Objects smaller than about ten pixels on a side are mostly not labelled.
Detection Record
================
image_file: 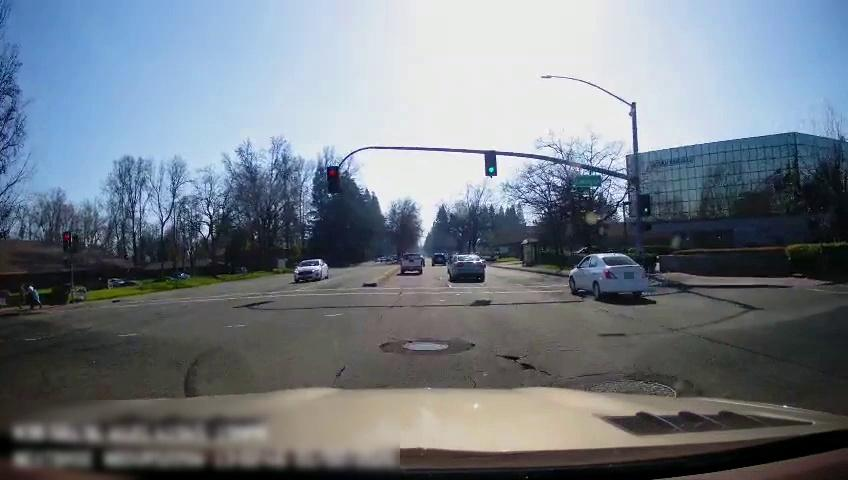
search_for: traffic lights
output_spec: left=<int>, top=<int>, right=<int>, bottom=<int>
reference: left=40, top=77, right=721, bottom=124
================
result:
left=62, top=231, right=73, bottom=249
left=327, top=166, right=340, bottom=193
left=484, top=151, right=498, bottom=177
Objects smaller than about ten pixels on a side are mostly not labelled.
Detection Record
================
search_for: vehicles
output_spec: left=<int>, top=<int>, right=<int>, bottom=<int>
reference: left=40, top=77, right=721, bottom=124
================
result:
left=449, top=254, right=486, bottom=282
left=431, top=252, right=447, bottom=266
left=294, top=259, right=328, bottom=282
left=447, top=255, right=454, bottom=273
left=568, top=254, right=648, bottom=300
left=400, top=252, right=424, bottom=274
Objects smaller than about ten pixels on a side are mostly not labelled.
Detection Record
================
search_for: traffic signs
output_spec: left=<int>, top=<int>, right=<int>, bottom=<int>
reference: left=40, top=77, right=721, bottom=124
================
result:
left=575, top=175, right=601, bottom=187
